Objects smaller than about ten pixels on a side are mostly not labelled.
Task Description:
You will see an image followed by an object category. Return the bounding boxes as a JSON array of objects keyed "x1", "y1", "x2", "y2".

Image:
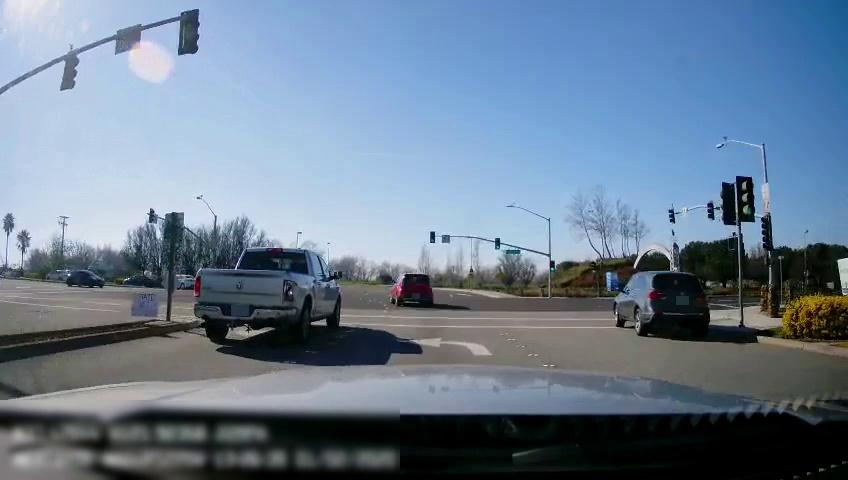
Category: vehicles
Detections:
[
  {"x1": 45, "y1": 269, "x2": 71, "y2": 282},
  {"x1": 65, "y1": 268, "x2": 106, "y2": 289},
  {"x1": 389, "y1": 272, "x2": 434, "y2": 307},
  {"x1": 1, "y1": 268, "x2": 22, "y2": 278},
  {"x1": 123, "y1": 274, "x2": 162, "y2": 289},
  {"x1": 613, "y1": 270, "x2": 711, "y2": 339},
  {"x1": 161, "y1": 274, "x2": 197, "y2": 290},
  {"x1": 193, "y1": 247, "x2": 344, "y2": 344}
]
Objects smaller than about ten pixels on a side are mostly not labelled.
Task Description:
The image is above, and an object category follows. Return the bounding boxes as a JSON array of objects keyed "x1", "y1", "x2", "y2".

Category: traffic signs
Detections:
[
  {"x1": 115, "y1": 23, "x2": 142, "y2": 55},
  {"x1": 154, "y1": 213, "x2": 159, "y2": 224},
  {"x1": 505, "y1": 249, "x2": 521, "y2": 255}
]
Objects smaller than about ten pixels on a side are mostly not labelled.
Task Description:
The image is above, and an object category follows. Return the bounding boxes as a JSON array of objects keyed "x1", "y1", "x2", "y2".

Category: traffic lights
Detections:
[
  {"x1": 668, "y1": 207, "x2": 676, "y2": 224},
  {"x1": 736, "y1": 176, "x2": 756, "y2": 223},
  {"x1": 494, "y1": 237, "x2": 501, "y2": 250},
  {"x1": 763, "y1": 254, "x2": 771, "y2": 267},
  {"x1": 178, "y1": 8, "x2": 200, "y2": 56},
  {"x1": 720, "y1": 181, "x2": 737, "y2": 226},
  {"x1": 59, "y1": 53, "x2": 80, "y2": 92},
  {"x1": 707, "y1": 200, "x2": 715, "y2": 220},
  {"x1": 430, "y1": 231, "x2": 436, "y2": 244},
  {"x1": 549, "y1": 260, "x2": 556, "y2": 272},
  {"x1": 760, "y1": 212, "x2": 774, "y2": 251},
  {"x1": 148, "y1": 208, "x2": 155, "y2": 224},
  {"x1": 590, "y1": 261, "x2": 597, "y2": 273}
]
